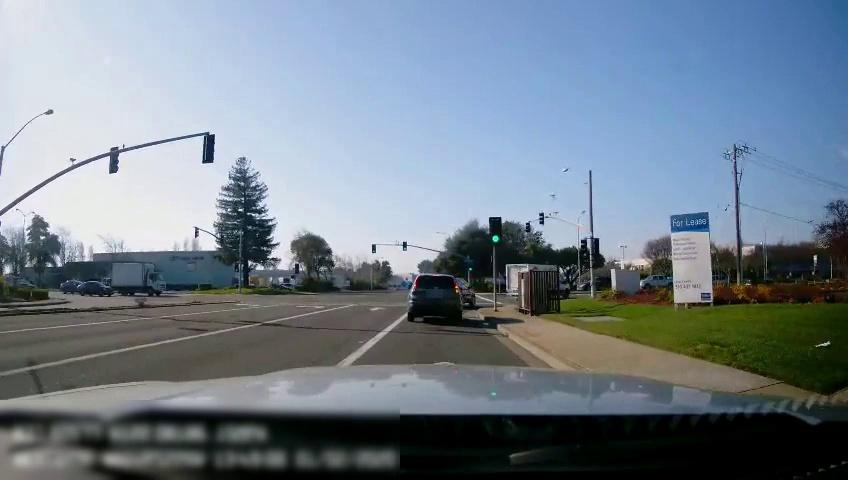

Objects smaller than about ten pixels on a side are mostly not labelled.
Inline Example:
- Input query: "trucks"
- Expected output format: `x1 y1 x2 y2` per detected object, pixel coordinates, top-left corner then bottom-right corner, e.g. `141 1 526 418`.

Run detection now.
506 263 571 299
111 263 167 297
639 275 674 289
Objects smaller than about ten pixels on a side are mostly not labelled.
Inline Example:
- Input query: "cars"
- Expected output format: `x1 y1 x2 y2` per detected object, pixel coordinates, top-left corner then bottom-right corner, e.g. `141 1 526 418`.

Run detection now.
63 280 83 294
77 281 113 297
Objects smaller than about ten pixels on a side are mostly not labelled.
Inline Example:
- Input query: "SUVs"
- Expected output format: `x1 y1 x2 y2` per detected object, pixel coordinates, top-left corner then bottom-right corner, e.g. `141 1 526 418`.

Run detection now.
456 278 476 306
408 273 463 321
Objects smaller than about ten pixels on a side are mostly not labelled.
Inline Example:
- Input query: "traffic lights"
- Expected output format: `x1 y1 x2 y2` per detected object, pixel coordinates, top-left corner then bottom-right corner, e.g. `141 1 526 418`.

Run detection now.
488 216 503 246
592 238 600 257
538 211 544 225
194 227 199 238
201 133 216 164
108 146 120 174
525 222 531 233
580 240 588 258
